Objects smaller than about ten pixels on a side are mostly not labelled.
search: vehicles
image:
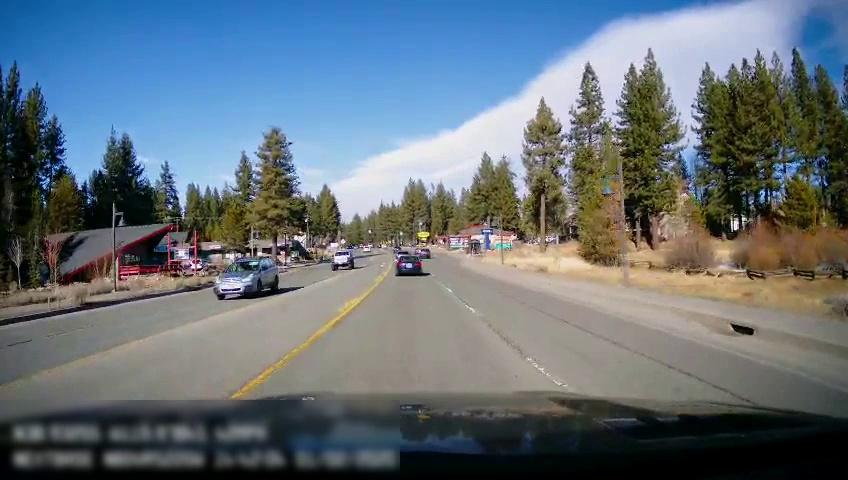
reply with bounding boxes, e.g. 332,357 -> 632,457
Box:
397,249 -> 408,258
332,251 -> 354,269
213,256 -> 279,300
396,254 -> 422,277
191,259 -> 206,271
418,249 -> 431,259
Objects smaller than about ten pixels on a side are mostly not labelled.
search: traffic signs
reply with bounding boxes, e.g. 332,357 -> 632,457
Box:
495,239 -> 512,250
